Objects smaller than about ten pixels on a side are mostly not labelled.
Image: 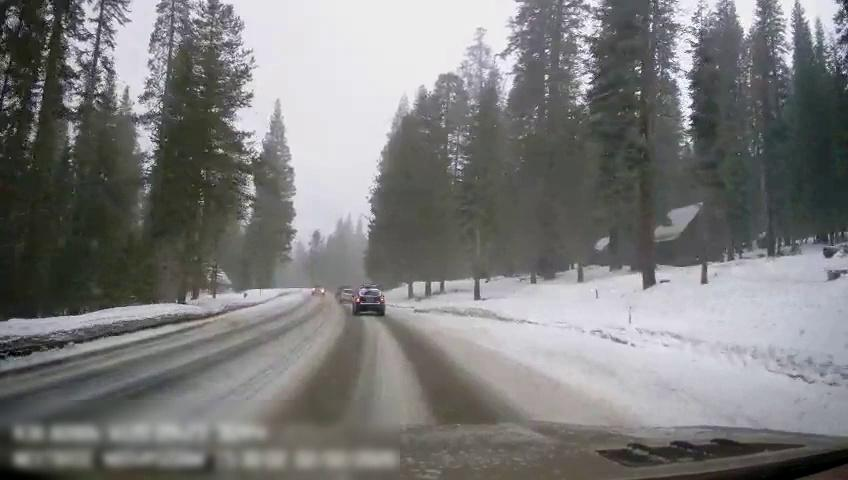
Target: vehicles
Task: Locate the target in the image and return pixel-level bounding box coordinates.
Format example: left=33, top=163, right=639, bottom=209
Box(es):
left=339, top=288, right=357, bottom=304
left=311, top=286, right=325, bottom=296
left=351, top=283, right=386, bottom=317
